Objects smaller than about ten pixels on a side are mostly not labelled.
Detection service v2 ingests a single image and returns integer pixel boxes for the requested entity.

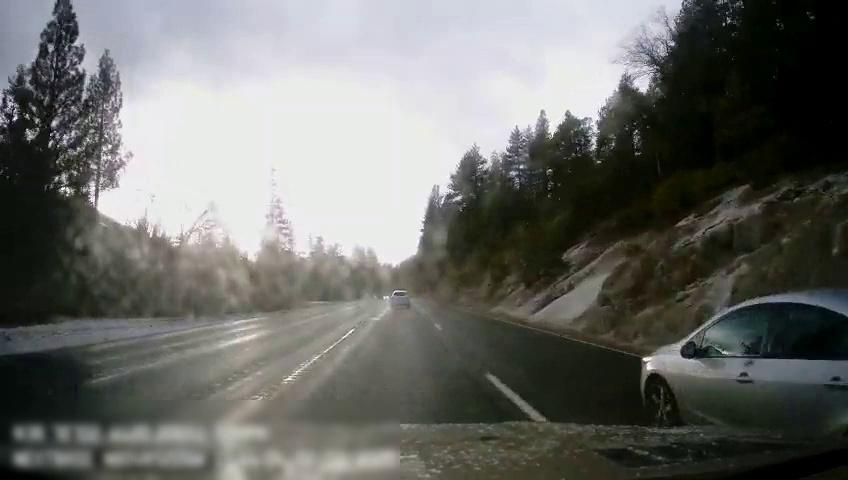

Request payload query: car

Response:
[638,288,848,437]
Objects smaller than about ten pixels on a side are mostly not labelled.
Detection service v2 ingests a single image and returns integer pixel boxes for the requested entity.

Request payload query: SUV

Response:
[389,289,412,309]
